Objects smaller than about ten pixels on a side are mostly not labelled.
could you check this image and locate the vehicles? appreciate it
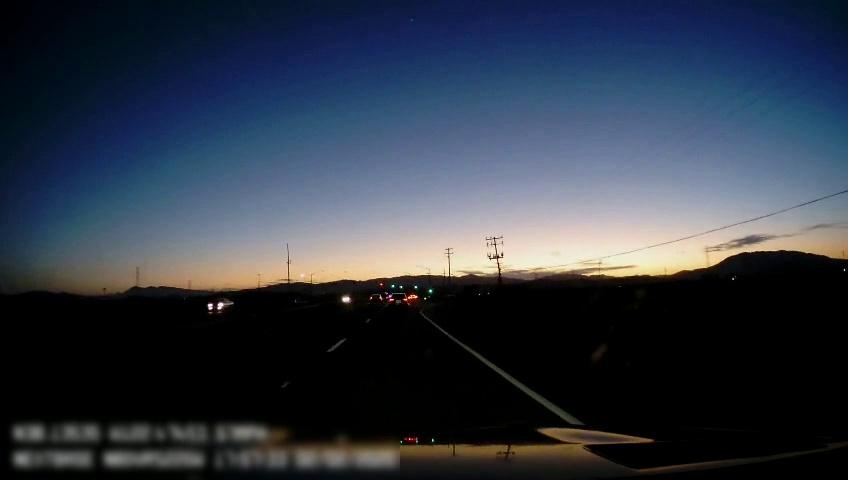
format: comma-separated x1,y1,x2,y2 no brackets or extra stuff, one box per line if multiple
477,290,490,297
369,293,384,305
206,297,235,311
388,292,409,308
